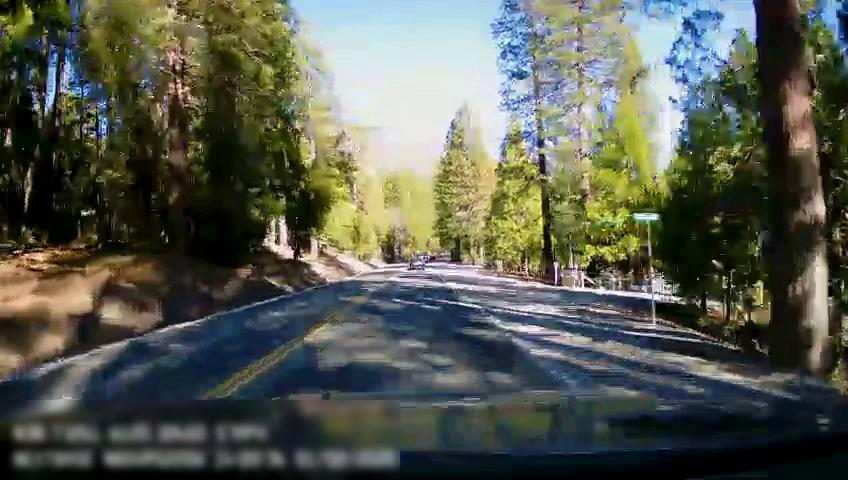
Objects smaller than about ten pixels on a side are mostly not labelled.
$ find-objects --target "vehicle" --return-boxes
[409,255,425,271]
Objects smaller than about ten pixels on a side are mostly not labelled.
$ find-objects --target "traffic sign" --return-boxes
[632,211,660,222]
